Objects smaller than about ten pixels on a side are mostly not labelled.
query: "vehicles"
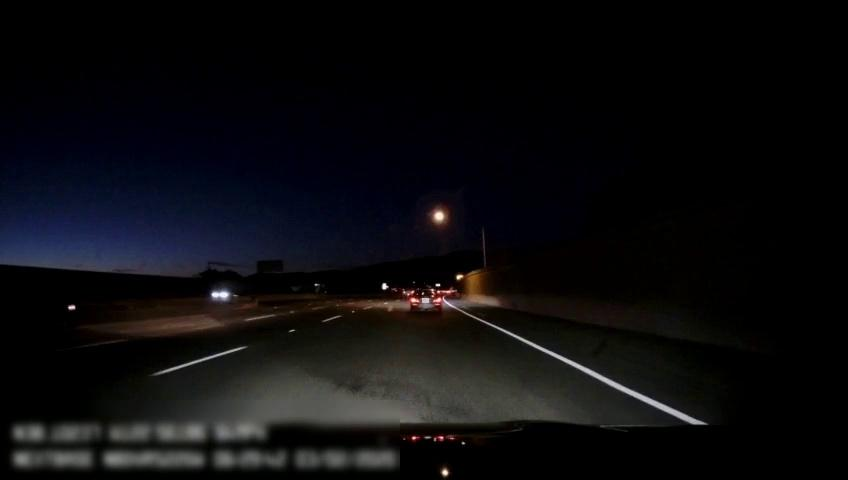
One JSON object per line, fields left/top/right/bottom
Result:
{"left": 210, "top": 287, "right": 239, "bottom": 301}
{"left": 408, "top": 287, "right": 442, "bottom": 312}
